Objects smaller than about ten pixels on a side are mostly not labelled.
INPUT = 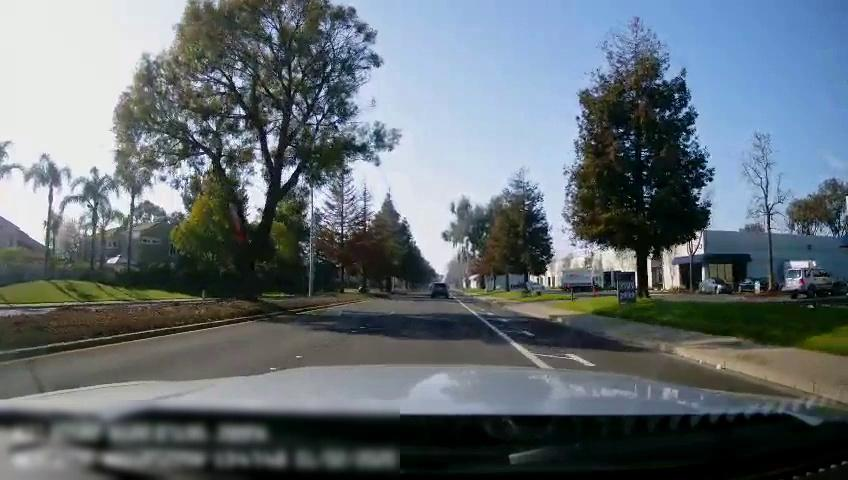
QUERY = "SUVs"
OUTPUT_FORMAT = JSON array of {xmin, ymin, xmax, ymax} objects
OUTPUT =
[
  {"xmin": 431, "ymin": 282, "xmax": 448, "ymax": 298},
  {"xmin": 781, "ymin": 268, "xmax": 838, "ymax": 299}
]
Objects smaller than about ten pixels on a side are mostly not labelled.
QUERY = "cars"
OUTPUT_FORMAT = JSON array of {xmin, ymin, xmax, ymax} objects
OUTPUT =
[{"xmin": 697, "ymin": 279, "xmax": 733, "ymax": 297}]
